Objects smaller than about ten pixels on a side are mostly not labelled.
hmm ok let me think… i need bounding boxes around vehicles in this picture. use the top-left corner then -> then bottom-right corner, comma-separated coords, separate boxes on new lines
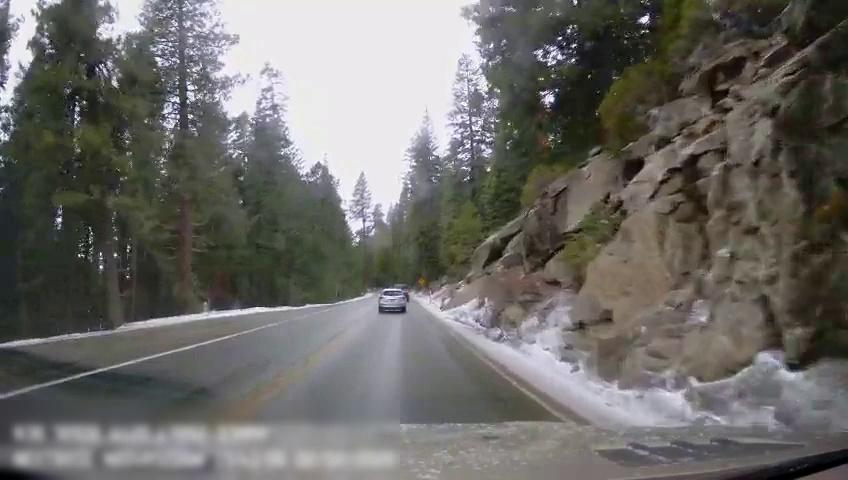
390,284 -> 409,301
378,288 -> 406,313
